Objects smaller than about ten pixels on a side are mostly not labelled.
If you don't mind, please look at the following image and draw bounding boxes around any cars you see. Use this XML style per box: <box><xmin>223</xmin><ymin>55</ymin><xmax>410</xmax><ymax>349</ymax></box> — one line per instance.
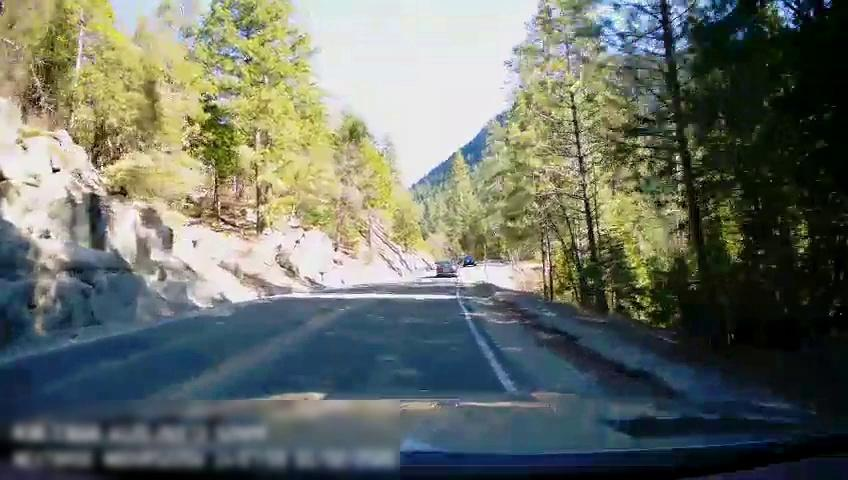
<box><xmin>435</xmin><ymin>259</ymin><xmax>458</xmax><ymax>278</ymax></box>
<box><xmin>462</xmin><ymin>256</ymin><xmax>478</xmax><ymax>267</ymax></box>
